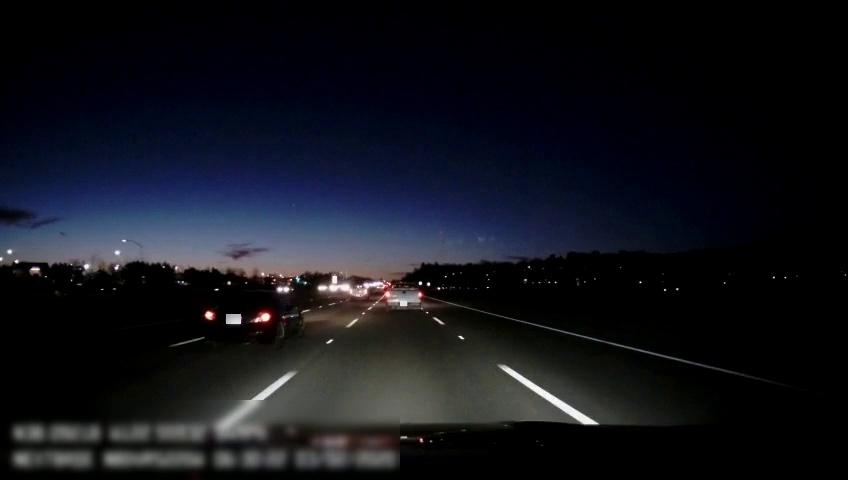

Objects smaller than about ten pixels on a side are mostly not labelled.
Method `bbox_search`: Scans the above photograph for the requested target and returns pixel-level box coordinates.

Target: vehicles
[384,281,423,312]
[200,288,304,347]
[348,283,369,302]
[276,284,295,294]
